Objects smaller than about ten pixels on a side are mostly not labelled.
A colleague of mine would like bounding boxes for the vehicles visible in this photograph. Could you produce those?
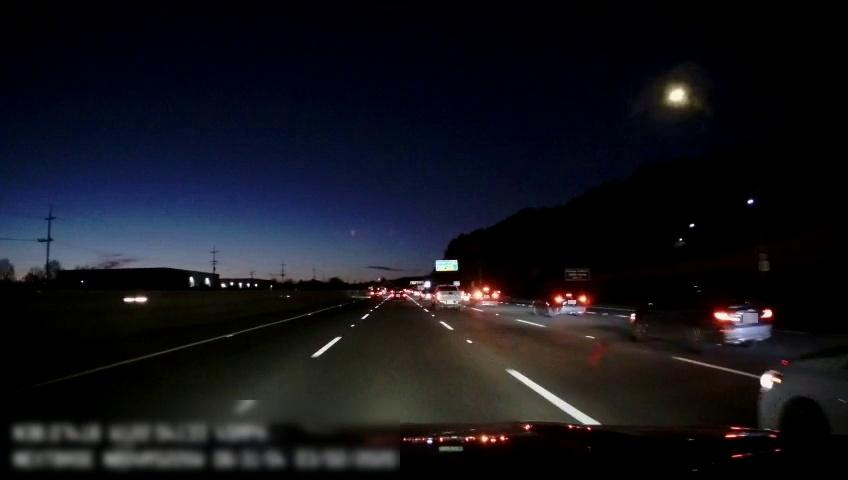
[429,284,462,312]
[370,289,386,303]
[393,291,408,302]
[529,287,588,318]
[468,285,494,307]
[756,343,848,436]
[122,293,151,304]
[419,287,434,301]
[627,282,774,352]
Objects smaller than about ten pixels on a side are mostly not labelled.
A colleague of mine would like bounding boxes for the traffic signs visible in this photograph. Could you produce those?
[435,259,459,272]
[563,268,592,282]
